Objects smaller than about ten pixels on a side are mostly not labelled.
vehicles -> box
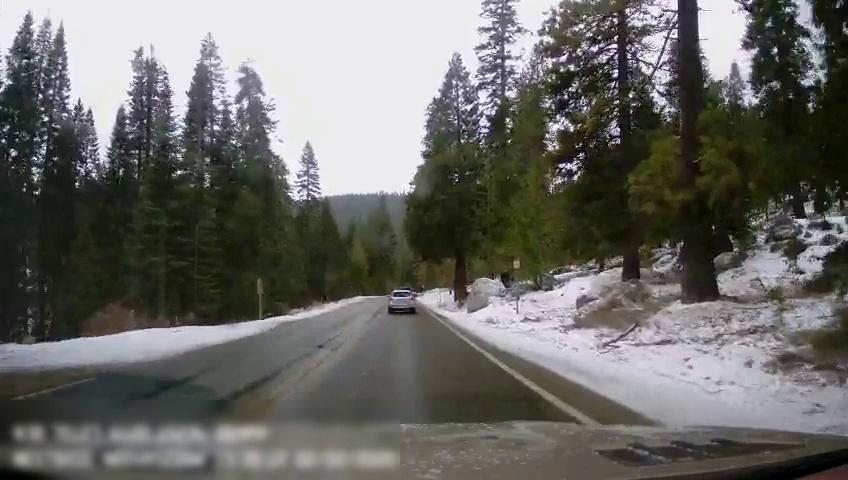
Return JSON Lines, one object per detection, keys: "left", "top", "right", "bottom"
{"left": 386, "top": 290, "right": 417, "bottom": 314}
{"left": 397, "top": 287, "right": 412, "bottom": 291}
